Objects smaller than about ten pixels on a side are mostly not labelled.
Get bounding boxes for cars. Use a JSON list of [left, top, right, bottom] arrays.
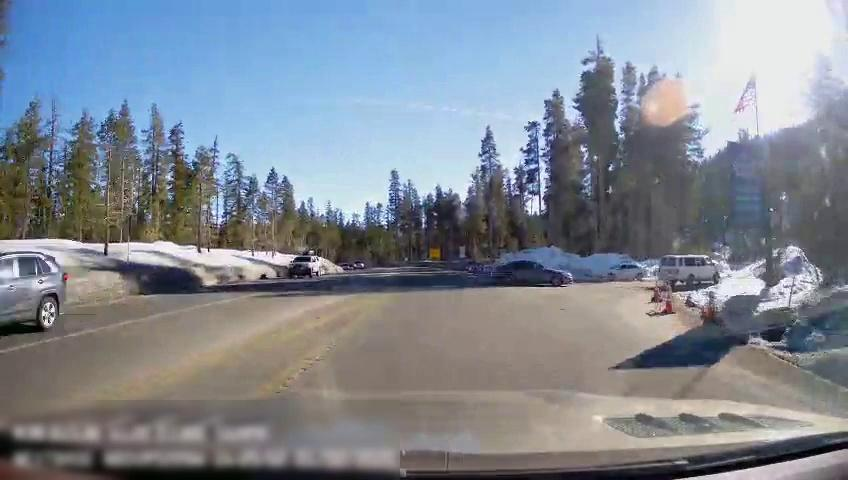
[[493, 259, 574, 287], [600, 263, 652, 282]]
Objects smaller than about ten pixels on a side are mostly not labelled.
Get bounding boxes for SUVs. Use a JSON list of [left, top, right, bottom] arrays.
[[0, 251, 65, 333], [287, 255, 323, 279]]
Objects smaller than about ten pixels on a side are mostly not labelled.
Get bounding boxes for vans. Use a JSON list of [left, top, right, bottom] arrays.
[[656, 254, 724, 291]]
